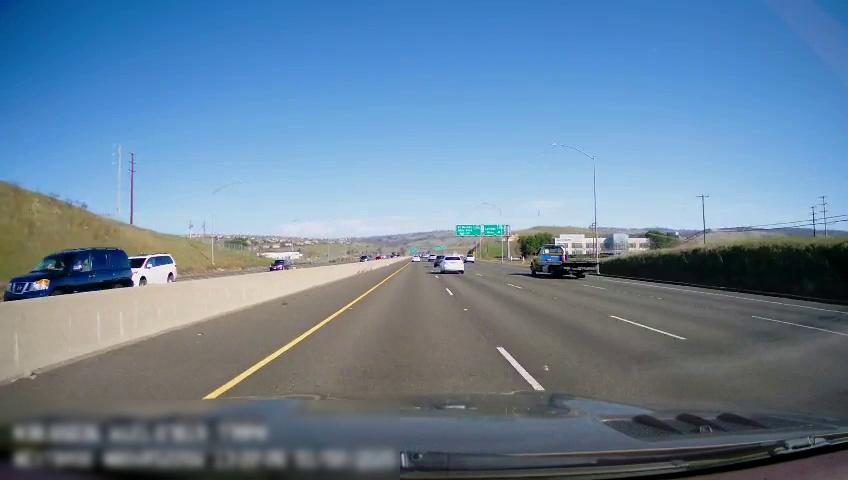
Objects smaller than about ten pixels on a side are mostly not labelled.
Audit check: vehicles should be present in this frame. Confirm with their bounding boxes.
[529,244,600,278]
[439,255,465,274]
[128,253,178,287]
[269,259,289,271]
[464,253,475,263]
[434,255,446,267]
[3,247,134,302]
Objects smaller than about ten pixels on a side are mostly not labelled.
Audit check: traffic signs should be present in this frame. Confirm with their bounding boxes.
[483,223,505,237]
[456,224,482,237]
